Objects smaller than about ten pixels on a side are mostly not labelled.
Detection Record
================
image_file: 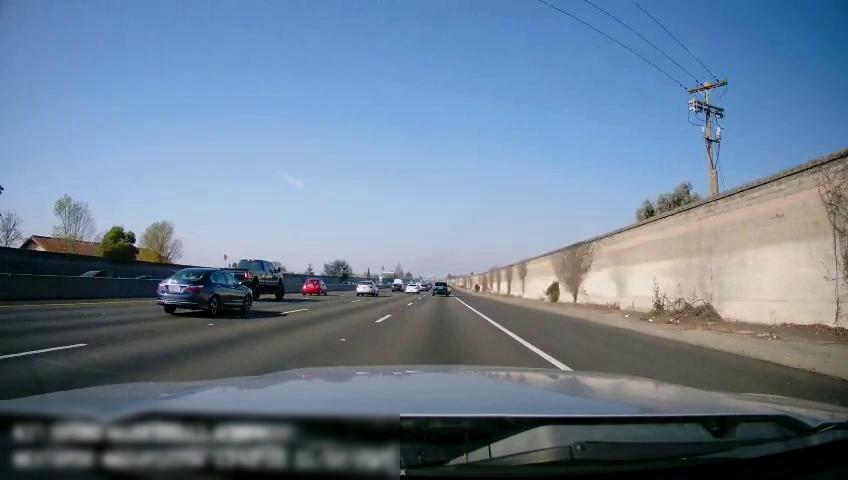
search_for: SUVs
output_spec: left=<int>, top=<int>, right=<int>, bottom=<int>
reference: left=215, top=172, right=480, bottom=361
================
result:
left=431, top=281, right=450, bottom=297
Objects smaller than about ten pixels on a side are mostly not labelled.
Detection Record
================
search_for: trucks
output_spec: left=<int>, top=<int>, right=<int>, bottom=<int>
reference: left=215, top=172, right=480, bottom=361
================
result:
left=222, top=259, right=284, bottom=302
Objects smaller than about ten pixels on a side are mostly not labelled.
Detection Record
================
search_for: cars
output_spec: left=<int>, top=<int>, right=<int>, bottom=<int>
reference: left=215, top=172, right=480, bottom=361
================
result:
left=355, top=280, right=379, bottom=297
left=301, top=277, right=328, bottom=297
left=154, top=268, right=255, bottom=319
left=391, top=283, right=405, bottom=293
left=405, top=283, right=420, bottom=295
